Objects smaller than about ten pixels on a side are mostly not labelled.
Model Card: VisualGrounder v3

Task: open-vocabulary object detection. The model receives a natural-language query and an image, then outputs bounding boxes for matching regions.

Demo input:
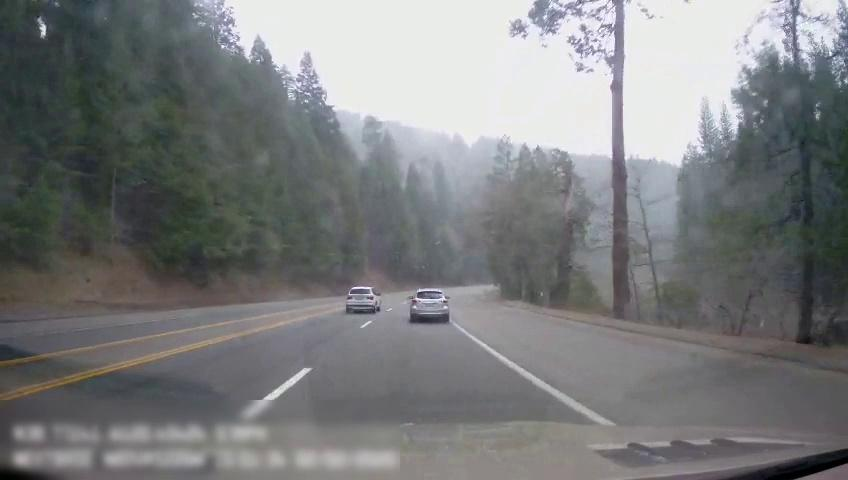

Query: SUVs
[346,286,381,313]
[409,289,451,323]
